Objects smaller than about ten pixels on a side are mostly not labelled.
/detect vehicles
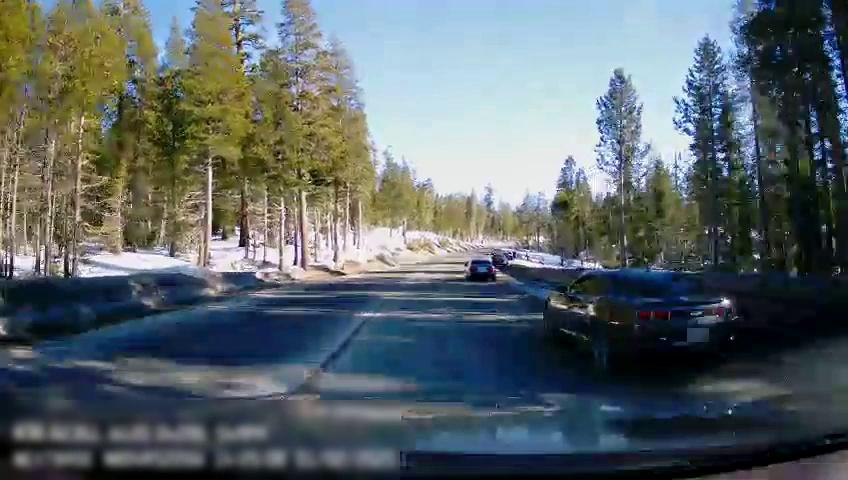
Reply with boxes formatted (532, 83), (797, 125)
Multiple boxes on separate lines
(541, 269), (739, 375)
(465, 258), (498, 283)
(491, 254), (509, 268)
